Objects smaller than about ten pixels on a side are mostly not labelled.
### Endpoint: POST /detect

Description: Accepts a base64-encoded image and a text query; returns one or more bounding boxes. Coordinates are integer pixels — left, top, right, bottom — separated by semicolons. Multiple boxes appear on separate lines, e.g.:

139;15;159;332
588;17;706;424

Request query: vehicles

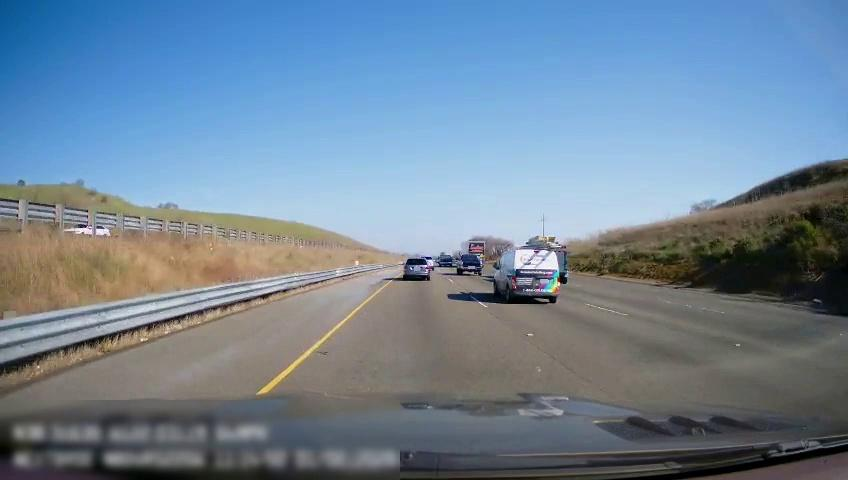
419;256;435;271
458;240;486;268
438;254;453;268
491;234;563;304
552;250;569;285
455;254;483;276
63;222;112;240
402;256;431;281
